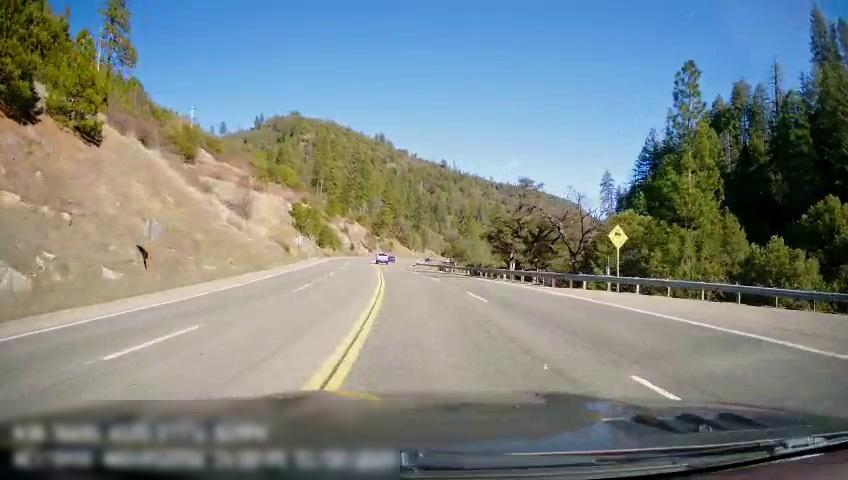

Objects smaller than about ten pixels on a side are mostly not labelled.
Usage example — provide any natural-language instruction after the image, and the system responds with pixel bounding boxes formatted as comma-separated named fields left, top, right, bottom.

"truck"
left=374, top=251, right=390, bottom=264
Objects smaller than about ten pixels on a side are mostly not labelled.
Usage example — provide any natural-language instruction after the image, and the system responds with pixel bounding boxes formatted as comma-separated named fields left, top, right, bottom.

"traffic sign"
left=608, top=224, right=628, bottom=248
